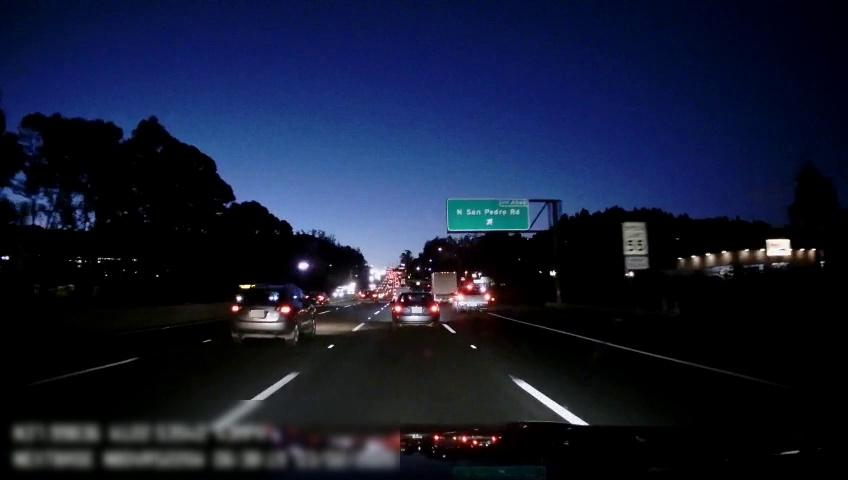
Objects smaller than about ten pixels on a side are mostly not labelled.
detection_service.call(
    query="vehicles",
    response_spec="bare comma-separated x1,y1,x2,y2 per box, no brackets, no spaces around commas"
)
431,272,457,305
332,290,345,298
232,284,317,346
393,287,411,300
448,286,491,316
306,291,330,309
360,289,379,304
390,292,439,330
235,285,252,303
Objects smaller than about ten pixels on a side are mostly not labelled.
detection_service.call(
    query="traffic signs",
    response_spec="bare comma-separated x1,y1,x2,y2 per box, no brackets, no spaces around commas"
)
622,222,649,270
447,197,530,232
